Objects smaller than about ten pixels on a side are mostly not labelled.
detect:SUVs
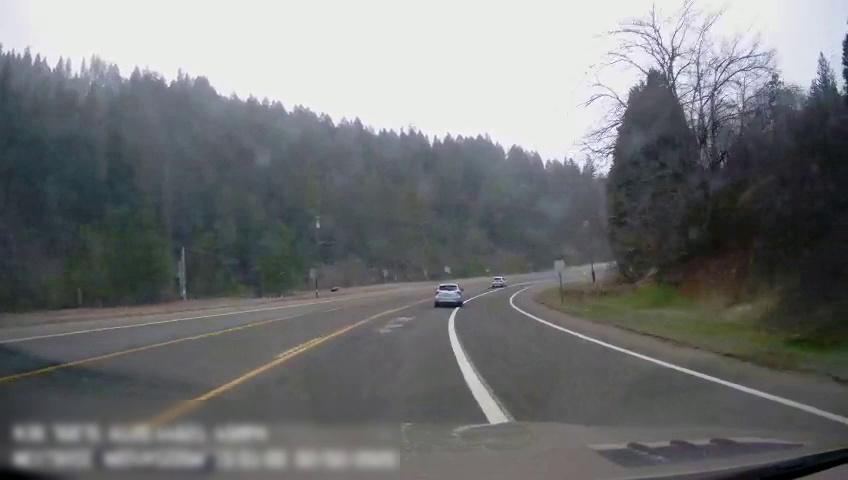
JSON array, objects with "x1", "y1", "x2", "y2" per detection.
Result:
[
  {"x1": 434, "y1": 283, "x2": 465, "y2": 307},
  {"x1": 491, "y1": 276, "x2": 507, "y2": 288}
]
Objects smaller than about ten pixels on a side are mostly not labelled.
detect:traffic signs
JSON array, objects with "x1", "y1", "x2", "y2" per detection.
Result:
[{"x1": 554, "y1": 260, "x2": 565, "y2": 273}]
